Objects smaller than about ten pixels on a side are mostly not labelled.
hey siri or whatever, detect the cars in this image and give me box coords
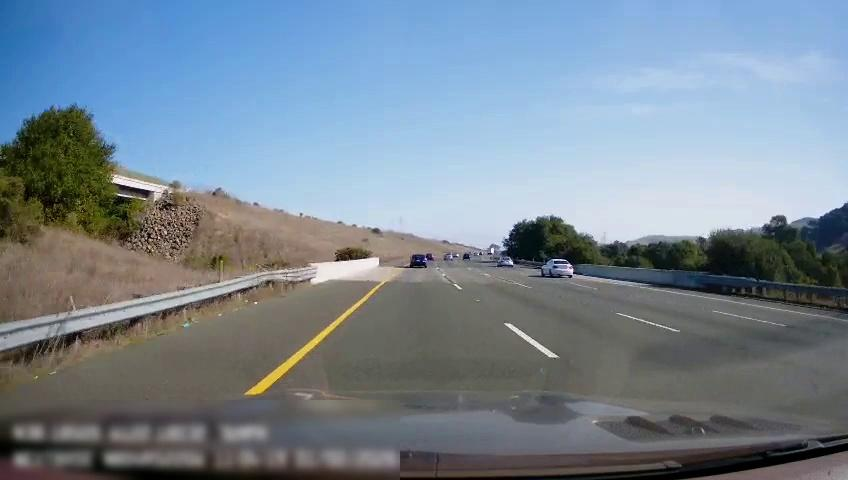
[410,254,427,268]
[496,256,514,268]
[443,252,454,261]
[540,258,574,278]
